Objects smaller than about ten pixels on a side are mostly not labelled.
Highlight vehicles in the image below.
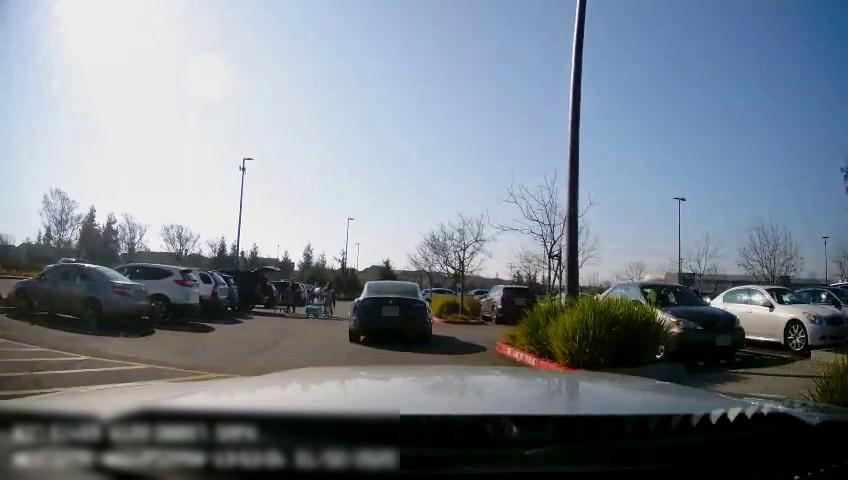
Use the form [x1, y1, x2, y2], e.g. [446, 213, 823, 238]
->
[423, 288, 456, 301]
[228, 265, 281, 305]
[598, 278, 745, 361]
[800, 282, 848, 315]
[479, 283, 539, 326]
[708, 283, 848, 354]
[114, 263, 201, 314]
[13, 261, 152, 322]
[348, 279, 432, 344]
[221, 274, 240, 306]
[195, 268, 230, 301]
[47, 257, 80, 266]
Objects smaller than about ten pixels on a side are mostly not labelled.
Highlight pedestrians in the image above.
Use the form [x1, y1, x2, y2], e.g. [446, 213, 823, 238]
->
[285, 281, 301, 313]
[324, 283, 336, 317]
